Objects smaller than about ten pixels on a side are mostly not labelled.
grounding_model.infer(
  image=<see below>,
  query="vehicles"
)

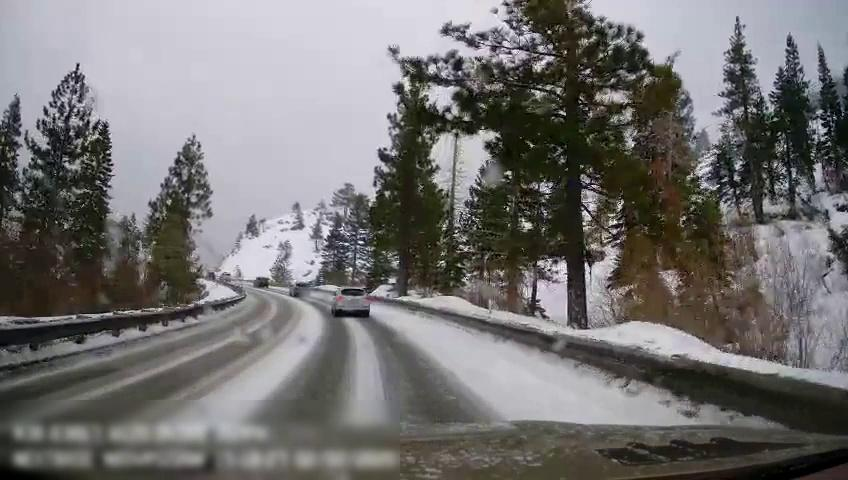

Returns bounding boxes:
[331,287,371,318]
[219,271,232,283]
[289,282,309,297]
[253,276,269,288]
